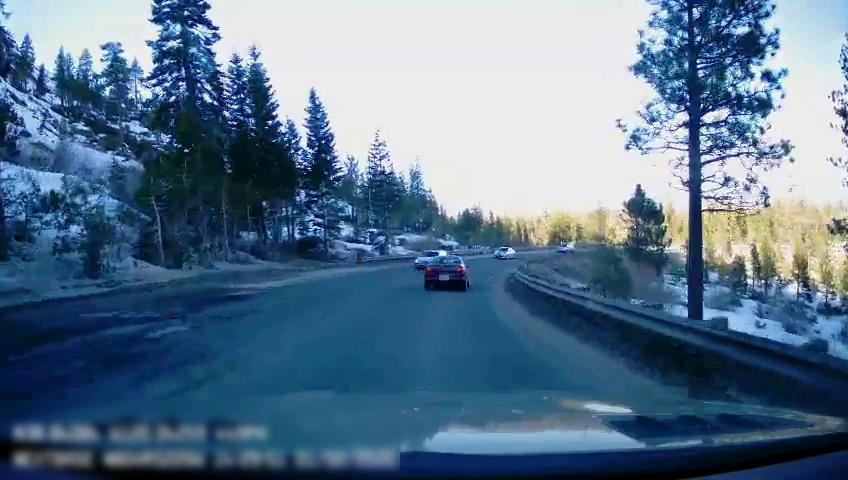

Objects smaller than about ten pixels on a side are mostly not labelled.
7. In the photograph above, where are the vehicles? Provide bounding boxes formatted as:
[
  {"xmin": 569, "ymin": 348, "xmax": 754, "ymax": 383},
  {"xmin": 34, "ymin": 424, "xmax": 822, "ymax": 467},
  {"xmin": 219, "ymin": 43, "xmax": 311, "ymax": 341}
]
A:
[
  {"xmin": 423, "ymin": 256, "xmax": 468, "ymax": 291},
  {"xmin": 494, "ymin": 246, "xmax": 514, "ymax": 259},
  {"xmin": 415, "ymin": 249, "xmax": 450, "ymax": 269},
  {"xmin": 556, "ymin": 243, "xmax": 576, "ymax": 255}
]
